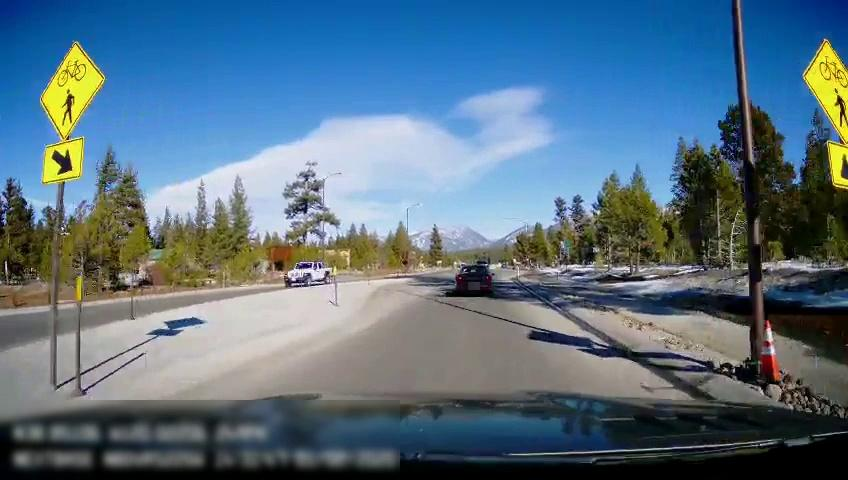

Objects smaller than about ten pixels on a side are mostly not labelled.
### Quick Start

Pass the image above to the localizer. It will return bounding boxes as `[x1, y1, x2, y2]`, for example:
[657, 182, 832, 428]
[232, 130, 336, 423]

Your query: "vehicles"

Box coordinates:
[283, 261, 334, 288]
[474, 260, 491, 270]
[456, 265, 495, 294]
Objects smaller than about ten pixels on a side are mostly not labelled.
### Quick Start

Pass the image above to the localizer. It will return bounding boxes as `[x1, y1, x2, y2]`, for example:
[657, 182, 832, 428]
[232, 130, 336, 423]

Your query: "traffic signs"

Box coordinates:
[42, 135, 85, 185]
[41, 40, 105, 140]
[826, 141, 848, 189]
[802, 38, 848, 144]
[74, 275, 84, 305]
